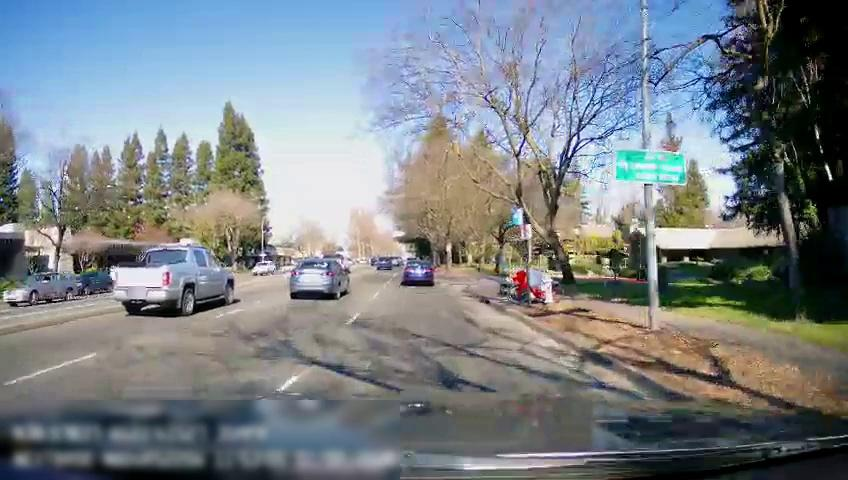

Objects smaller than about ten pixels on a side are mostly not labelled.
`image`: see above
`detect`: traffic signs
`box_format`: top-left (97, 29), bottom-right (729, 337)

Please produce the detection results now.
top-left (520, 224), bottom-right (531, 239)
top-left (615, 149), bottom-right (688, 187)
top-left (511, 208), bottom-right (524, 226)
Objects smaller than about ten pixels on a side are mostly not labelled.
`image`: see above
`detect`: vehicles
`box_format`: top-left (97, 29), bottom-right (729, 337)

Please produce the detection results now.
top-left (376, 257), bottom-right (393, 271)
top-left (251, 260), bottom-right (275, 277)
top-left (400, 259), bottom-right (434, 287)
top-left (2, 272), bottom-right (80, 308)
top-left (335, 256), bottom-right (352, 274)
top-left (288, 256), bottom-right (350, 300)
top-left (69, 271), bottom-right (113, 296)
top-left (112, 244), bottom-right (241, 318)
top-left (391, 257), bottom-right (400, 267)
